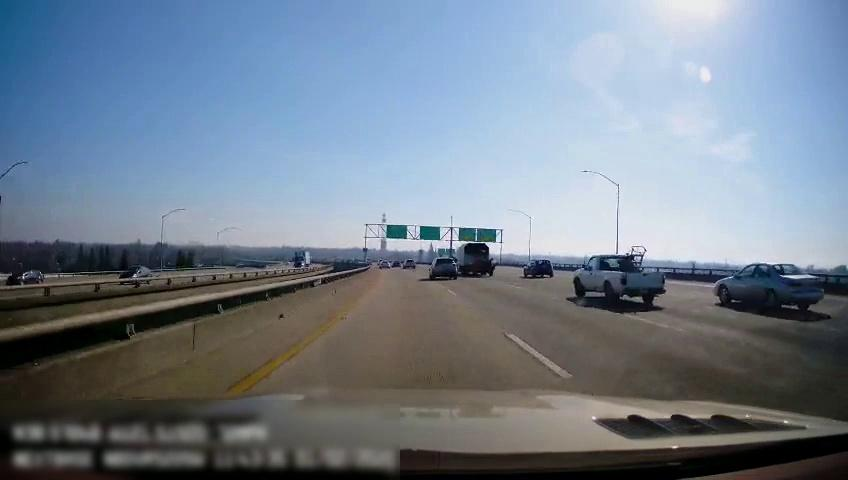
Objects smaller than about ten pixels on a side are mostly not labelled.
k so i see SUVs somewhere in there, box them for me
[402,259,416,270]
[379,259,391,269]
[428,257,458,280]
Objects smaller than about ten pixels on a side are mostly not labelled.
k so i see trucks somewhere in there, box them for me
[293,250,311,269]
[573,245,668,306]
[454,242,497,277]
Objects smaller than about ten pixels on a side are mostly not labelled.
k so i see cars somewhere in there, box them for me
[118,264,153,285]
[712,262,826,314]
[4,268,45,286]
[523,259,554,279]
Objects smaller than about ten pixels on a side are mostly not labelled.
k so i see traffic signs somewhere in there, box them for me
[477,228,497,243]
[386,224,408,240]
[420,225,441,241]
[458,227,477,242]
